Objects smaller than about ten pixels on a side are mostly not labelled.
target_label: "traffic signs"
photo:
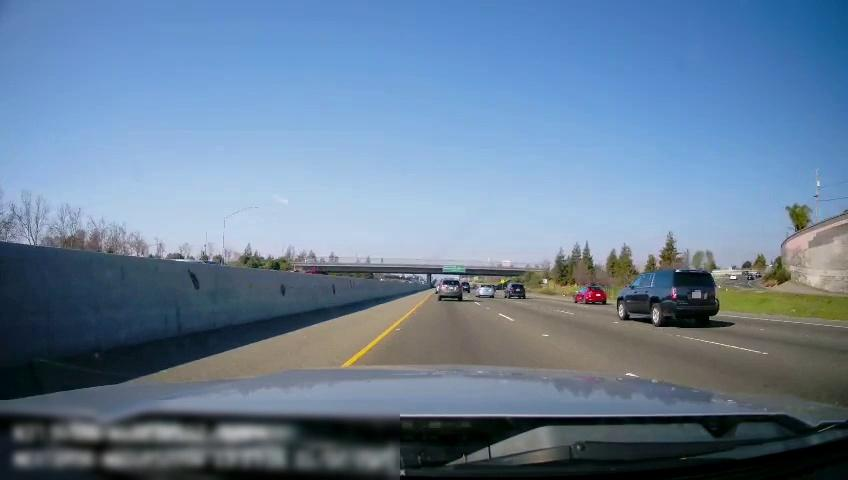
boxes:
[443,265,465,274]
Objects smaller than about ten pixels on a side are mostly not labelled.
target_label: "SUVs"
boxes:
[616,269,720,328]
[503,282,526,300]
[438,280,462,301]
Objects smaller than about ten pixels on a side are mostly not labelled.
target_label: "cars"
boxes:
[574,284,608,306]
[476,283,495,298]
